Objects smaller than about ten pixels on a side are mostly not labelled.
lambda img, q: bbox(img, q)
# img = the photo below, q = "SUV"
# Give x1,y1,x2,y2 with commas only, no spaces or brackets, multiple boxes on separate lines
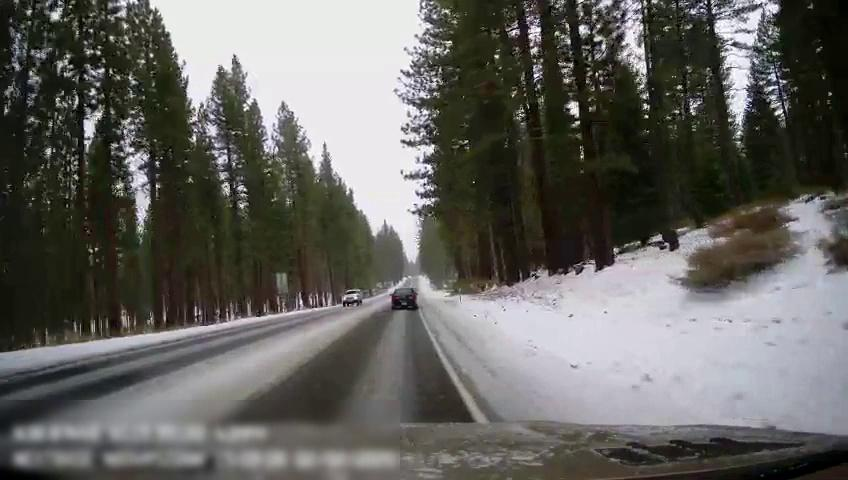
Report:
342,289,363,308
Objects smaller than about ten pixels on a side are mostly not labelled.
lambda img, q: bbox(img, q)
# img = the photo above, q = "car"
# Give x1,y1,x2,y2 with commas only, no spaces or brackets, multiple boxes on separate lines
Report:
389,287,418,311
